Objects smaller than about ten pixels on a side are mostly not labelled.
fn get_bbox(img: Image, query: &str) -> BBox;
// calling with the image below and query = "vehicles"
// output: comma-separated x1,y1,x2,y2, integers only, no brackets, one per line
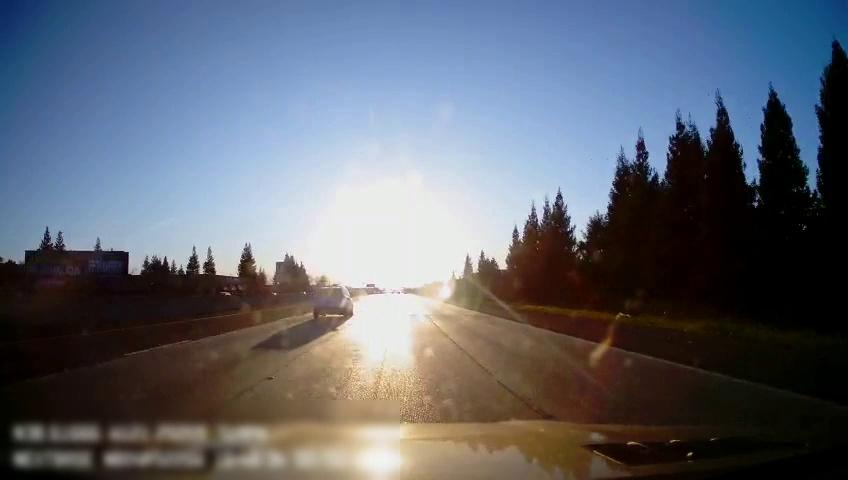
215,292,231,299
313,286,354,320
